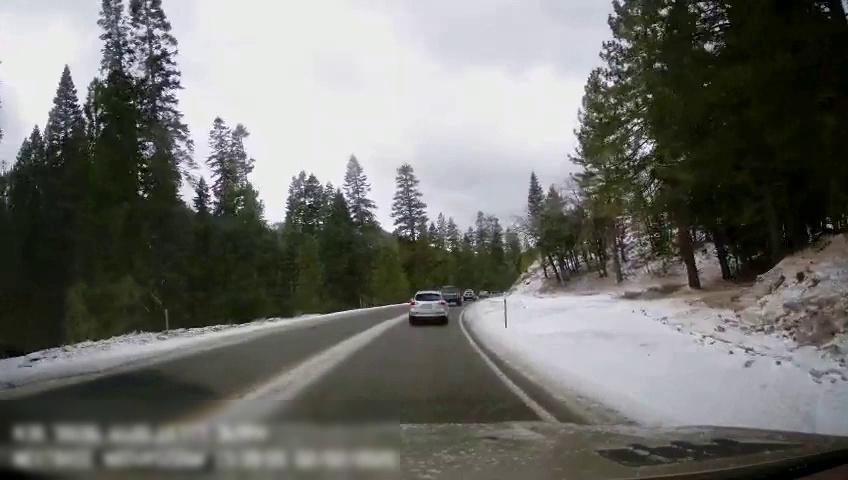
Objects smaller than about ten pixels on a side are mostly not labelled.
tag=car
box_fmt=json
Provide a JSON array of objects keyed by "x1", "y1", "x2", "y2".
[{"x1": 463, "y1": 290, "x2": 476, "y2": 301}]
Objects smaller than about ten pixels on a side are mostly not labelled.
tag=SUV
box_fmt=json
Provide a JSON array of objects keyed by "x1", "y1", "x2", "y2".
[{"x1": 409, "y1": 290, "x2": 448, "y2": 323}]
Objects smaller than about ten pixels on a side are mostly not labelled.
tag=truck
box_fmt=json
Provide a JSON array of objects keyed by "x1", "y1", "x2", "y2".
[{"x1": 440, "y1": 286, "x2": 462, "y2": 306}]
